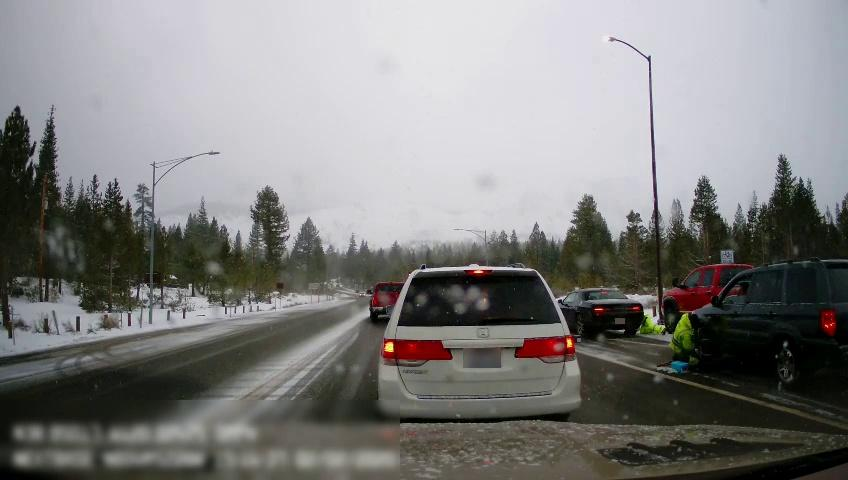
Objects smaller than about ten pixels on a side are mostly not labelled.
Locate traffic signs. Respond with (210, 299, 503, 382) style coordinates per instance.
(719, 249, 734, 264)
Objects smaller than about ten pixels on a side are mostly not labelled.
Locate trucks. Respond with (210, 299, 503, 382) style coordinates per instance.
(661, 264, 752, 334)
(369, 280, 406, 323)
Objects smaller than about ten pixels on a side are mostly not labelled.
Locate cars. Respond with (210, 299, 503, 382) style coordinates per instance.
(557, 288, 645, 338)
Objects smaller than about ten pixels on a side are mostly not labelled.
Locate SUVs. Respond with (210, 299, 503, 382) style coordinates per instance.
(689, 260, 848, 388)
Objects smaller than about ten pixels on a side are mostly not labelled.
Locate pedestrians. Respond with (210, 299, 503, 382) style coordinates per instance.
(640, 314, 666, 335)
(672, 311, 706, 368)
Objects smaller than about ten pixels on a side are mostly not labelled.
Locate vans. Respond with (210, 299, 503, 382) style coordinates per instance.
(377, 263, 584, 423)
